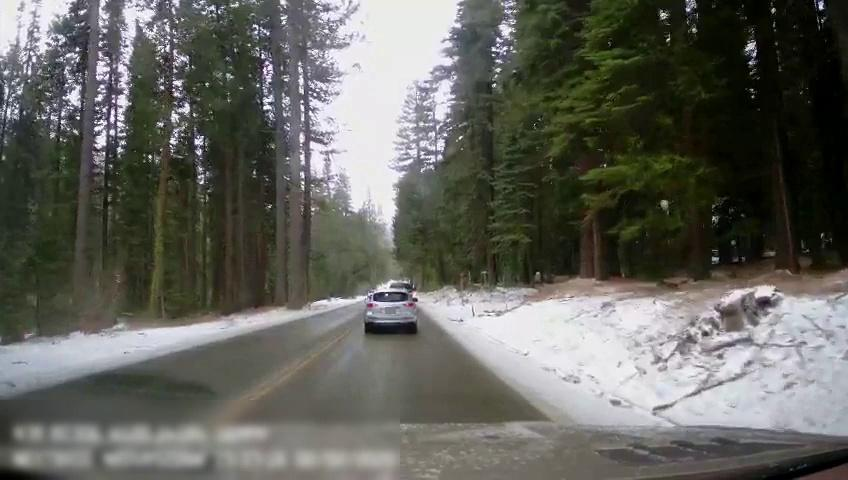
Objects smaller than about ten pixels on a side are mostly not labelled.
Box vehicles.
[364,287,419,334]
[388,281,414,297]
